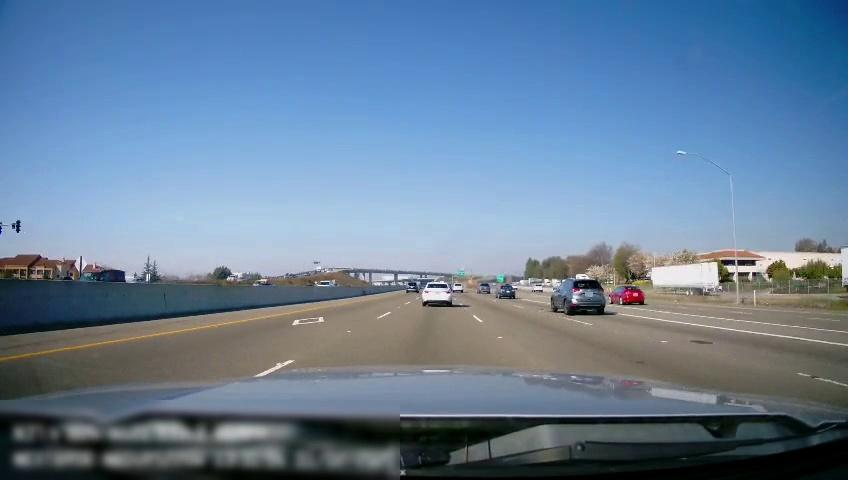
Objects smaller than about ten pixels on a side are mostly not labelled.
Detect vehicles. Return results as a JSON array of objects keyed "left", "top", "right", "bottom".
[
  {"left": 252, "top": 278, "right": 271, "bottom": 287},
  {"left": 316, "top": 279, "right": 338, "bottom": 289},
  {"left": 531, "top": 284, "right": 544, "bottom": 293},
  {"left": 478, "top": 283, "right": 491, "bottom": 295},
  {"left": 422, "top": 281, "right": 454, "bottom": 308},
  {"left": 76, "top": 269, "right": 127, "bottom": 283},
  {"left": 406, "top": 281, "right": 420, "bottom": 294},
  {"left": 495, "top": 284, "right": 516, "bottom": 300},
  {"left": 576, "top": 273, "right": 594, "bottom": 284},
  {"left": 607, "top": 285, "right": 645, "bottom": 306},
  {"left": 550, "top": 278, "right": 607, "bottom": 316},
  {"left": 451, "top": 283, "right": 464, "bottom": 294},
  {"left": 840, "top": 247, "right": 848, "bottom": 288},
  {"left": 651, "top": 260, "right": 719, "bottom": 297}
]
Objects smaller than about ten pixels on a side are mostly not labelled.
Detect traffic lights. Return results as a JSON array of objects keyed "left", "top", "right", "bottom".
[
  {"left": 10, "top": 219, "right": 22, "bottom": 234},
  {"left": 0, "top": 222, "right": 3, "bottom": 235}
]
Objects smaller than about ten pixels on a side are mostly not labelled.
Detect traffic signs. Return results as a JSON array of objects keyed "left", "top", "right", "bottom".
[{"left": 496, "top": 273, "right": 505, "bottom": 284}]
